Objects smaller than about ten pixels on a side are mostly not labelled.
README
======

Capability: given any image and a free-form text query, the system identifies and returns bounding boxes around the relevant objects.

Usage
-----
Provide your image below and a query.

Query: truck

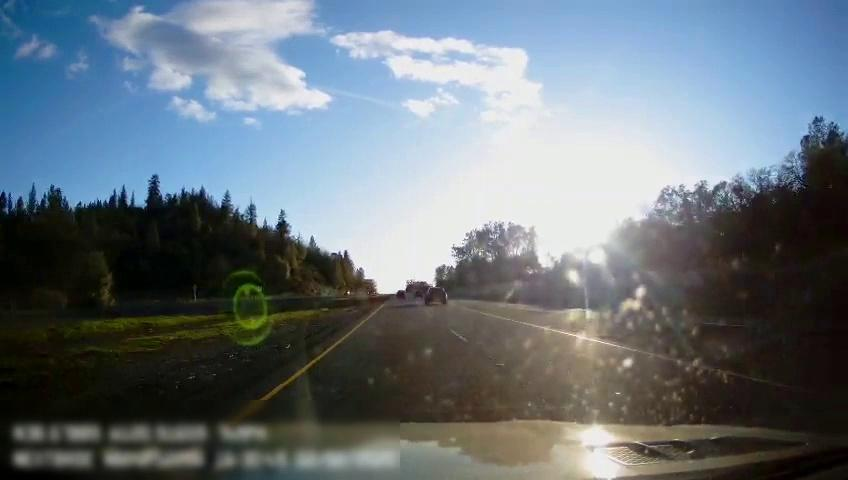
[425,288,447,305]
